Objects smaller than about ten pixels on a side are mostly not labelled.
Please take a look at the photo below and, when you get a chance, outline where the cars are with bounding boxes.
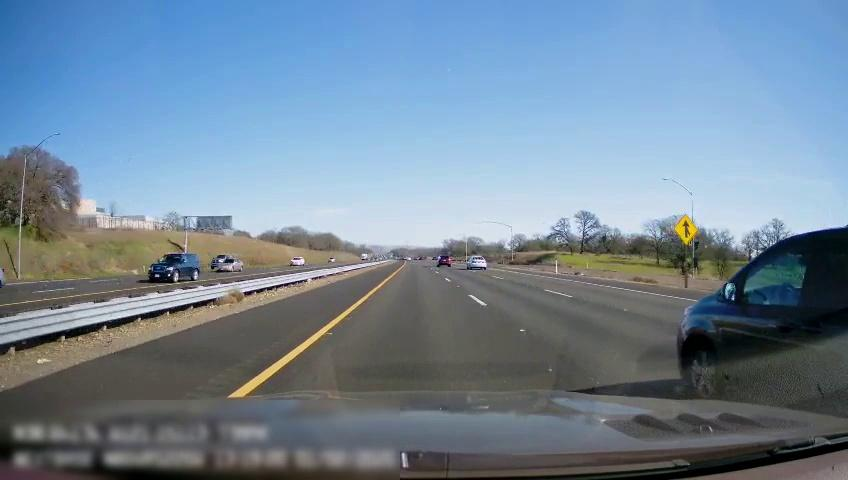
[437,255,452,268]
[215,258,244,273]
[467,256,487,270]
[289,256,305,267]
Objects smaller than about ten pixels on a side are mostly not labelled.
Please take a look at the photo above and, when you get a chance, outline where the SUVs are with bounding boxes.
[674,226,848,415]
[147,253,200,283]
[210,255,228,269]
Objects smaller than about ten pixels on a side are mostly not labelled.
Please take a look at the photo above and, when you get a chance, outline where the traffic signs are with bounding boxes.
[675,213,698,246]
